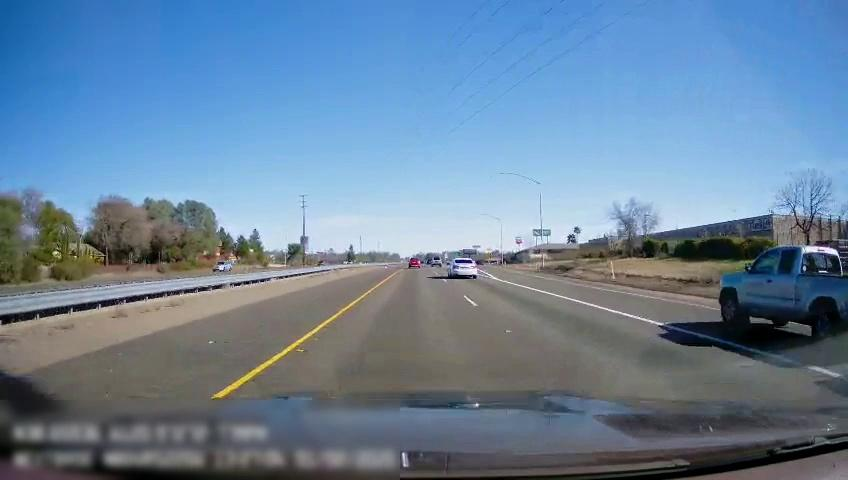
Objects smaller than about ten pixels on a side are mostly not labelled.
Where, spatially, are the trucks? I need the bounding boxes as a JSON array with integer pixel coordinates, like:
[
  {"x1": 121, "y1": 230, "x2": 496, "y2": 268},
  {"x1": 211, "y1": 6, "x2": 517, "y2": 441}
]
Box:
[{"x1": 718, "y1": 245, "x2": 848, "y2": 342}]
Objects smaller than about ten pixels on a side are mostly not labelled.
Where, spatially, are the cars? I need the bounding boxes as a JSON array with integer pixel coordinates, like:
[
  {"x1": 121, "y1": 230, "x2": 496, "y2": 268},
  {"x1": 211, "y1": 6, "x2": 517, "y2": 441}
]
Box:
[{"x1": 445, "y1": 257, "x2": 478, "y2": 280}]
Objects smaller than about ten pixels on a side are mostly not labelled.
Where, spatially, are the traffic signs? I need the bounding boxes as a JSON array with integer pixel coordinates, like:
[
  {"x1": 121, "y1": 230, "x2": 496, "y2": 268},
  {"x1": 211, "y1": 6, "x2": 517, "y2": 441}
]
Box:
[{"x1": 532, "y1": 229, "x2": 550, "y2": 237}]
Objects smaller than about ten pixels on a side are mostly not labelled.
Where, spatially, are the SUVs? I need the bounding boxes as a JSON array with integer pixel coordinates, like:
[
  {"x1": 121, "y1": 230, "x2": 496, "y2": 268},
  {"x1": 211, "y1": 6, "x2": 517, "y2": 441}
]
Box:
[
  {"x1": 407, "y1": 256, "x2": 421, "y2": 268},
  {"x1": 211, "y1": 261, "x2": 232, "y2": 273},
  {"x1": 431, "y1": 256, "x2": 442, "y2": 267}
]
